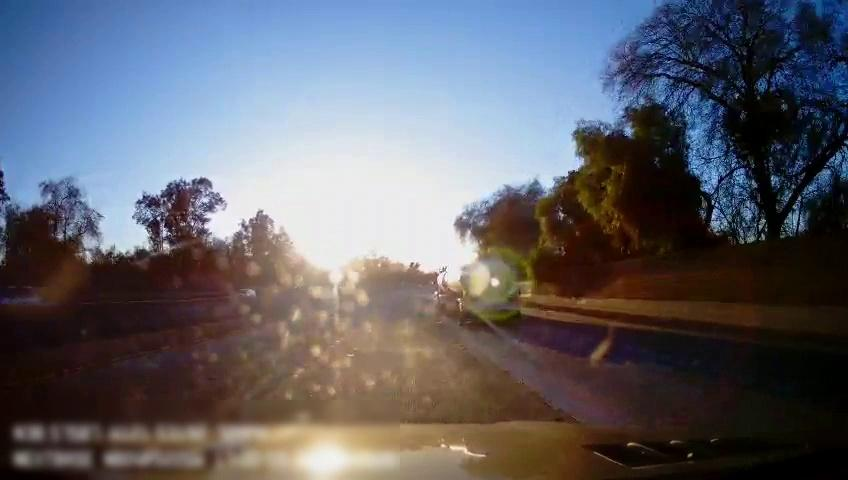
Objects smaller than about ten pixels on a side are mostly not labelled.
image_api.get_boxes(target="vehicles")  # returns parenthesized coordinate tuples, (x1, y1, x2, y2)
(434, 256, 521, 323)
(236, 288, 257, 297)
